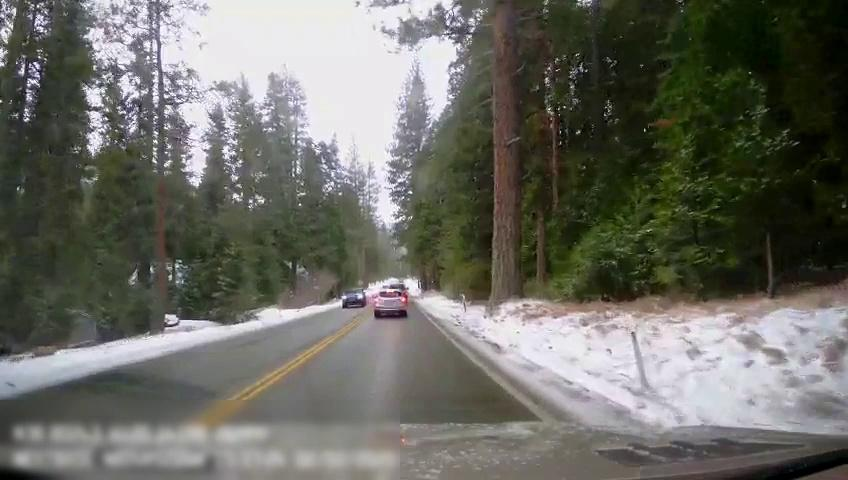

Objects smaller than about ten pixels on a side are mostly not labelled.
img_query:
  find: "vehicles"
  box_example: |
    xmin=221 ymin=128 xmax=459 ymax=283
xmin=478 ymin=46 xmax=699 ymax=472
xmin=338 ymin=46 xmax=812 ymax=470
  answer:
xmin=341 ymin=287 xmax=367 ymax=309
xmin=373 ymin=288 xmax=409 ymax=319
xmin=388 ymin=282 xmax=411 ymax=297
